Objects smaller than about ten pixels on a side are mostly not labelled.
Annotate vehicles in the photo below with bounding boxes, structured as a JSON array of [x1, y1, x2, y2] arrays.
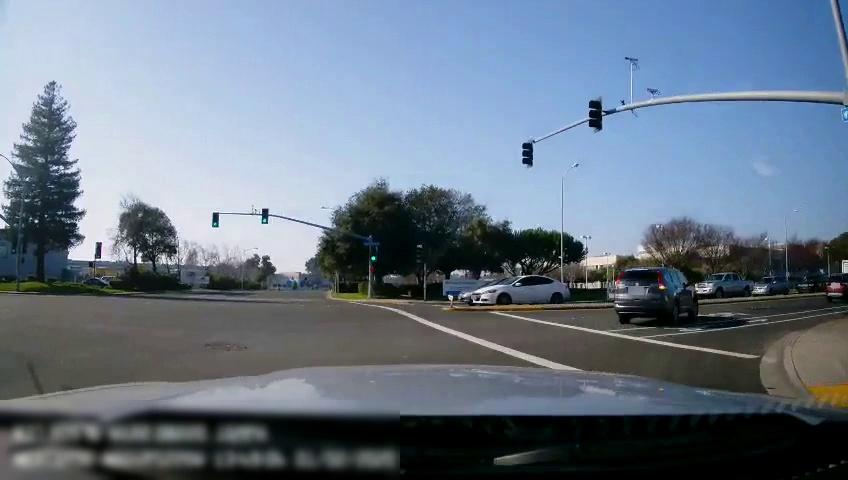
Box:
[[614, 267, 698, 325], [796, 274, 833, 295], [458, 276, 515, 307], [825, 273, 848, 302], [472, 275, 570, 307], [695, 272, 753, 300], [752, 277, 791, 297]]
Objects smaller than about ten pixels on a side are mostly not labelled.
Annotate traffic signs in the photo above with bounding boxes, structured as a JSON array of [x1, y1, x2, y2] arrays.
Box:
[[842, 260, 848, 274]]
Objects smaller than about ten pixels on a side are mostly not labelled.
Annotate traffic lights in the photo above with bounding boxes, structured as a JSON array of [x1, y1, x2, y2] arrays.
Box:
[[211, 212, 219, 228], [520, 141, 533, 167], [588, 95, 603, 131], [261, 208, 269, 224], [370, 247, 377, 262]]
